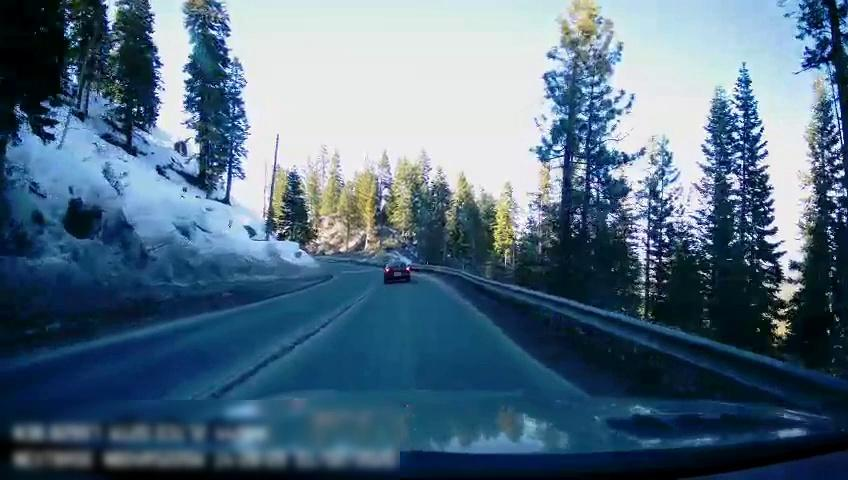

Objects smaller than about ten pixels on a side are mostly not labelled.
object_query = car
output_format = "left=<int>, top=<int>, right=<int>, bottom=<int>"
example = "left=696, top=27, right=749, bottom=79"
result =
left=383, top=258, right=412, bottom=284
